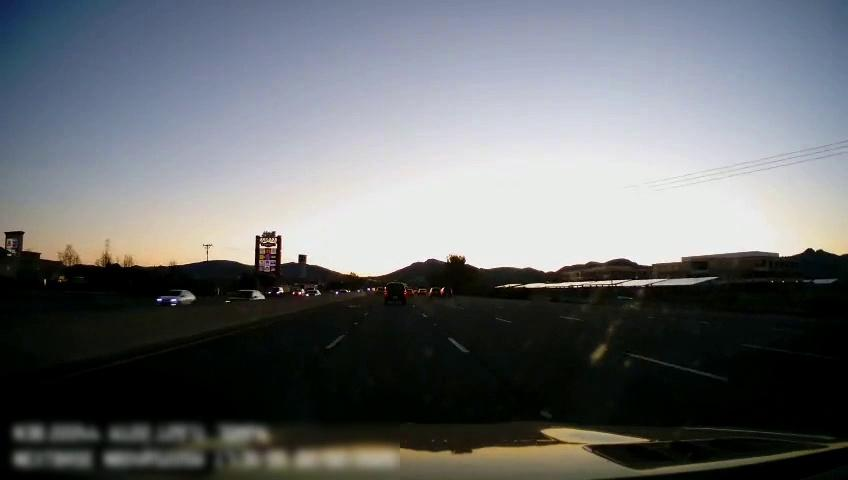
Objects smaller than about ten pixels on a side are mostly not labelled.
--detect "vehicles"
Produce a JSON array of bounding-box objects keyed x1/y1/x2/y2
[
  {"x1": 383, "y1": 281, "x2": 408, "y2": 306},
  {"x1": 427, "y1": 286, "x2": 443, "y2": 298},
  {"x1": 155, "y1": 289, "x2": 197, "y2": 305},
  {"x1": 292, "y1": 287, "x2": 306, "y2": 296},
  {"x1": 417, "y1": 288, "x2": 427, "y2": 296},
  {"x1": 441, "y1": 286, "x2": 452, "y2": 295},
  {"x1": 304, "y1": 289, "x2": 322, "y2": 297},
  {"x1": 267, "y1": 286, "x2": 284, "y2": 296},
  {"x1": 224, "y1": 289, "x2": 266, "y2": 304}
]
